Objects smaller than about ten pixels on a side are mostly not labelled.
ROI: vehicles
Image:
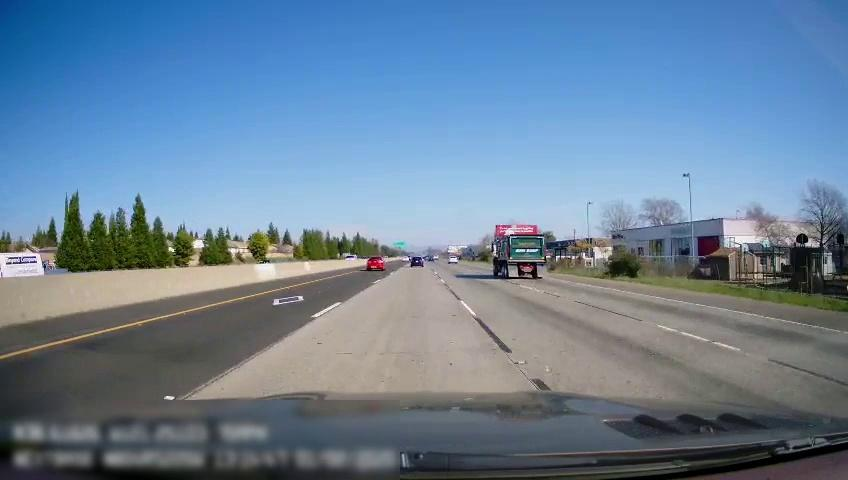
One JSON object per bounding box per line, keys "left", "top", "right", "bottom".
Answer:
{"left": 366, "top": 256, "right": 386, "bottom": 272}
{"left": 344, "top": 254, "right": 358, "bottom": 261}
{"left": 447, "top": 255, "right": 459, "bottom": 265}
{"left": 410, "top": 256, "right": 424, "bottom": 268}
{"left": 490, "top": 233, "right": 547, "bottom": 280}
{"left": 0, "top": 252, "right": 45, "bottom": 278}
{"left": 40, "top": 260, "right": 68, "bottom": 275}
